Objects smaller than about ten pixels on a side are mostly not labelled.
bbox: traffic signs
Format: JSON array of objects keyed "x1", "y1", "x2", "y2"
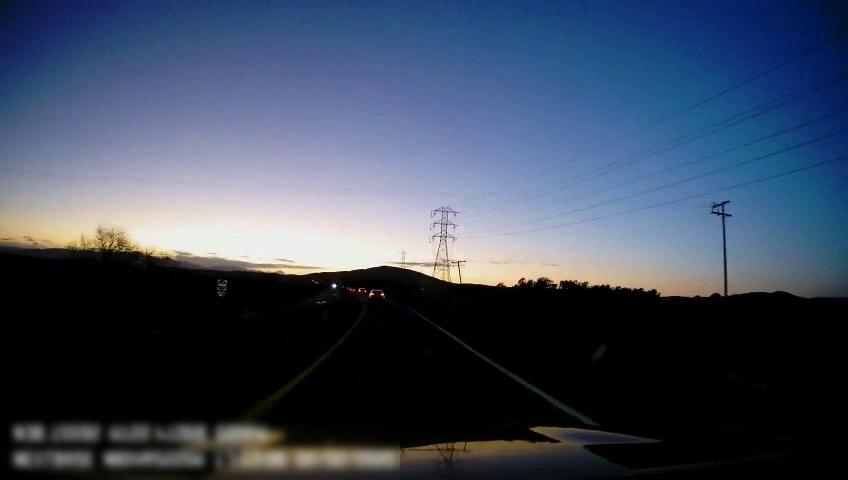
[{"x1": 216, "y1": 278, "x2": 228, "y2": 297}]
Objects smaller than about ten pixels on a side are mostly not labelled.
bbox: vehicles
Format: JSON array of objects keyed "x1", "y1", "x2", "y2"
[
  {"x1": 357, "y1": 287, "x2": 368, "y2": 295},
  {"x1": 368, "y1": 289, "x2": 386, "y2": 301}
]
